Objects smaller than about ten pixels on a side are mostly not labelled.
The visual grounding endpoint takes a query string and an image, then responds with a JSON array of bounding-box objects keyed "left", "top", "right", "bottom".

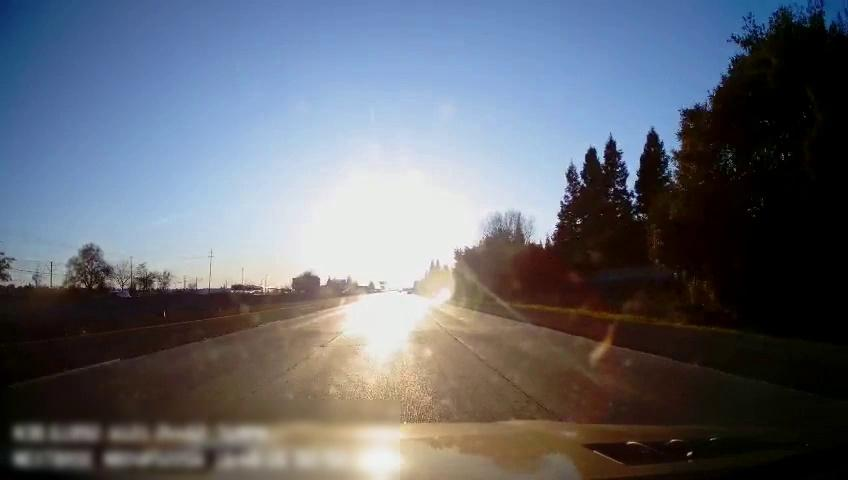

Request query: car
[{"left": 106, "top": 291, "right": 132, "bottom": 301}]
